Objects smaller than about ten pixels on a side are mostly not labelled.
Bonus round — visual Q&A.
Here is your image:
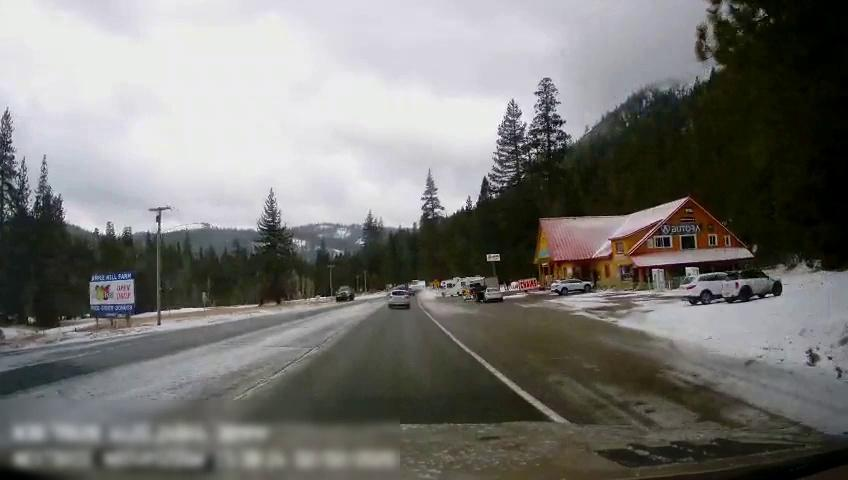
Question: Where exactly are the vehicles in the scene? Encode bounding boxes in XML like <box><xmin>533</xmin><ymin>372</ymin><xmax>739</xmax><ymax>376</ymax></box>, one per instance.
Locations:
<box><xmin>388</xmin><ymin>289</ymin><xmax>410</xmax><ymax>309</ymax></box>
<box><xmin>550</xmin><ymin>278</ymin><xmax>594</xmax><ymax>296</ymax></box>
<box><xmin>441</xmin><ymin>276</ymin><xmax>499</xmax><ymax>297</ymax></box>
<box><xmin>336</xmin><ymin>286</ymin><xmax>355</xmax><ymax>302</ymax></box>
<box><xmin>680</xmin><ymin>273</ymin><xmax>726</xmax><ymax>305</ymax></box>
<box><xmin>477</xmin><ymin>288</ymin><xmax>503</xmax><ymax>302</ymax></box>
<box><xmin>465</xmin><ymin>282</ymin><xmax>487</xmax><ymax>295</ymax></box>
<box><xmin>721</xmin><ymin>269</ymin><xmax>783</xmax><ymax>303</ymax></box>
